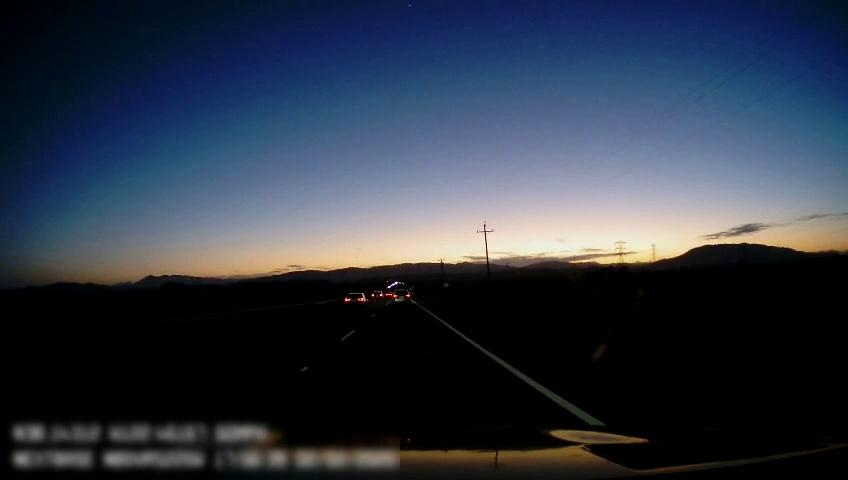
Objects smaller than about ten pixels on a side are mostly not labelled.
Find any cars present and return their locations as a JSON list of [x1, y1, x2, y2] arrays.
[[343, 292, 368, 307]]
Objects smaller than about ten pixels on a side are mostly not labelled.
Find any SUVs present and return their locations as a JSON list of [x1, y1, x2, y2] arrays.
[[370, 290, 385, 302], [393, 289, 411, 306]]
